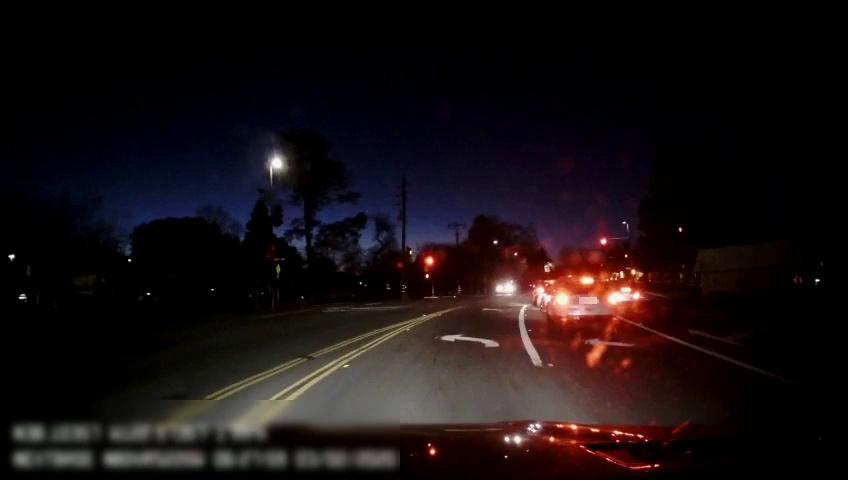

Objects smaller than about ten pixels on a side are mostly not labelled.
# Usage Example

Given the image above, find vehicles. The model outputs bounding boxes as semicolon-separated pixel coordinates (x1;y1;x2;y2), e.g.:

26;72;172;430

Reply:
614;284;640;303
539;285;558;313
496;280;520;295
546;283;618;337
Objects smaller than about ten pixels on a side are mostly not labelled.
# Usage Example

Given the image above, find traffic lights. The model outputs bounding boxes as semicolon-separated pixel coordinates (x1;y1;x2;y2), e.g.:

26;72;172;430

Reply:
600;236;607;252
425;256;432;274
